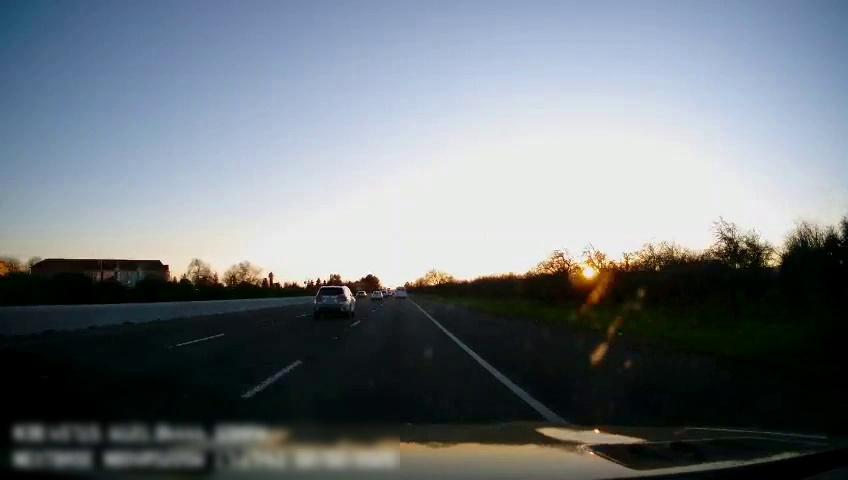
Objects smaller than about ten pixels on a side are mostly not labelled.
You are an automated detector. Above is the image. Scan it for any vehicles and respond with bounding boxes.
[395,287,408,299]
[312,284,357,321]
[355,290,367,299]
[370,290,384,301]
